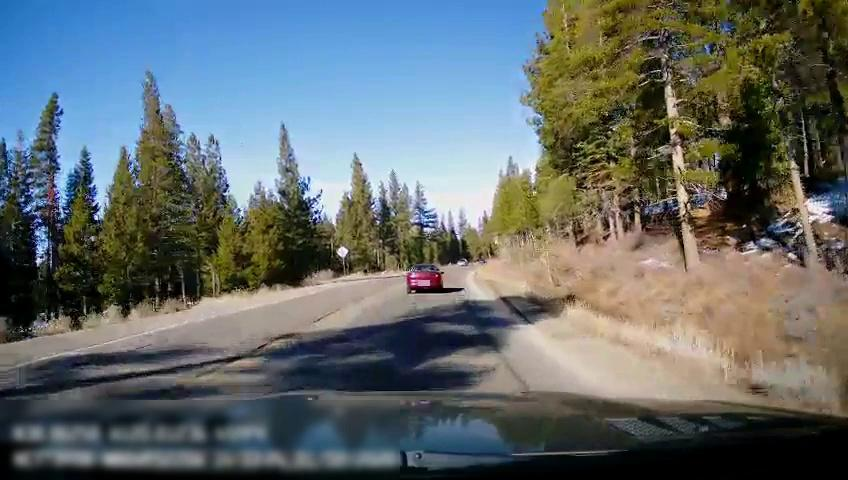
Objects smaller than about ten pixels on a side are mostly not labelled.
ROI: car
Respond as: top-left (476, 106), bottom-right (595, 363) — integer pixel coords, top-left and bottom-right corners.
top-left (406, 263), bottom-right (445, 295)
